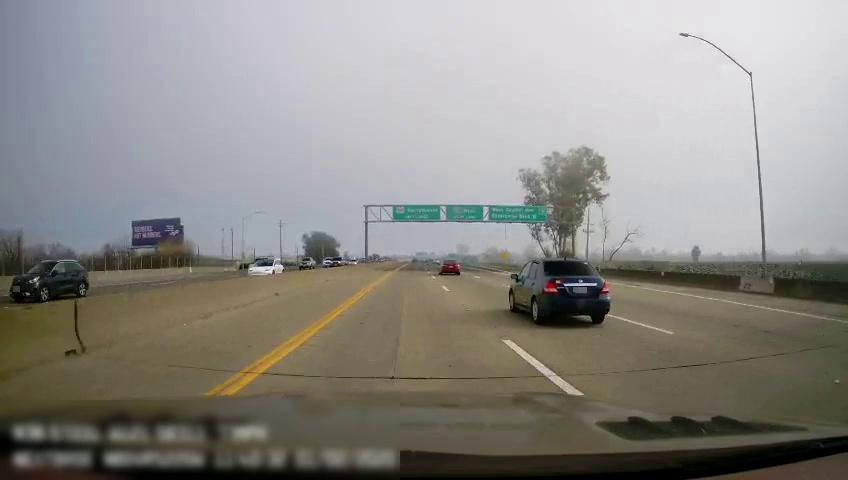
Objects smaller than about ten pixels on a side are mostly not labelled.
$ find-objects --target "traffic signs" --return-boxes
[392,204,442,222]
[416,252,428,257]
[445,204,485,222]
[488,204,549,222]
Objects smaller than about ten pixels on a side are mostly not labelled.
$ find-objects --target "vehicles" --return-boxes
[323,257,334,269]
[248,258,284,278]
[298,256,317,270]
[437,260,460,275]
[9,258,90,303]
[508,258,613,326]
[330,257,348,268]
